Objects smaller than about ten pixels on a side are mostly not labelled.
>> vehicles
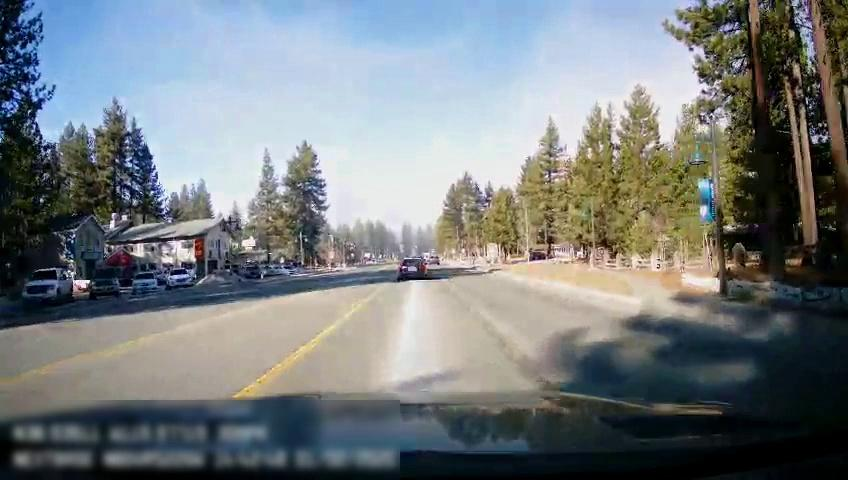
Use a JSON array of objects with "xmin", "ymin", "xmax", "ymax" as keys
[
  {"xmin": 20, "ymin": 267, "xmax": 73, "ymax": 308},
  {"xmin": 133, "ymin": 271, "xmax": 159, "ymax": 292},
  {"xmin": 89, "ymin": 273, "xmax": 122, "ymax": 298},
  {"xmin": 427, "ymin": 256, "xmax": 440, "ymax": 265},
  {"xmin": 242, "ymin": 263, "xmax": 266, "ymax": 281},
  {"xmin": 399, "ymin": 256, "xmax": 430, "ymax": 280},
  {"xmin": 167, "ymin": 267, "xmax": 193, "ymax": 288}
]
